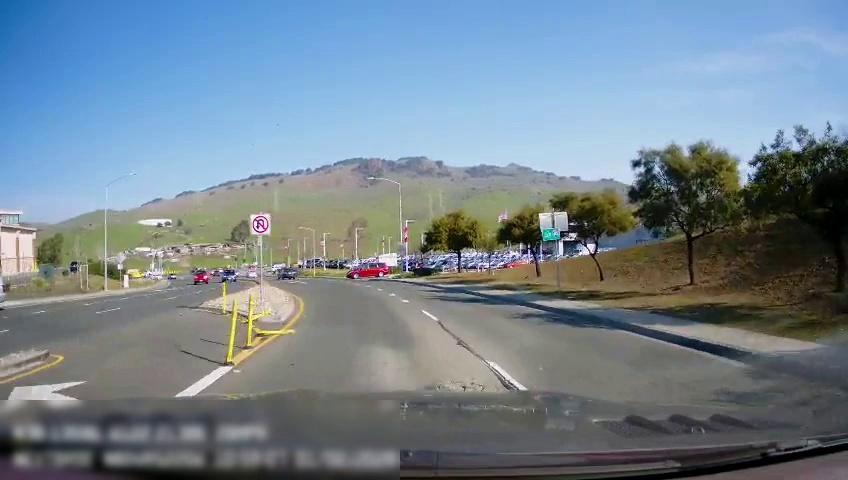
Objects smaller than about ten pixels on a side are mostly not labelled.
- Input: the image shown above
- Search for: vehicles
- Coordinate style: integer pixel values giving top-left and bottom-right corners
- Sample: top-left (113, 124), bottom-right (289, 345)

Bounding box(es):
top-left (221, 269), bottom-right (237, 283)
top-left (276, 267), bottom-right (297, 281)
top-left (126, 268), bottom-right (145, 279)
top-left (192, 270), bottom-right (209, 285)
top-left (346, 261), bottom-right (392, 280)
top-left (0, 276), bottom-right (9, 302)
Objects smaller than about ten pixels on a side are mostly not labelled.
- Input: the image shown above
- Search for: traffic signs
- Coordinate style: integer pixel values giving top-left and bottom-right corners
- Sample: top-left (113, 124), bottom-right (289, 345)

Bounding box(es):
top-left (247, 212), bottom-right (273, 237)
top-left (115, 252), bottom-right (128, 264)
top-left (542, 225), bottom-right (562, 242)
top-left (537, 210), bottom-right (569, 233)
